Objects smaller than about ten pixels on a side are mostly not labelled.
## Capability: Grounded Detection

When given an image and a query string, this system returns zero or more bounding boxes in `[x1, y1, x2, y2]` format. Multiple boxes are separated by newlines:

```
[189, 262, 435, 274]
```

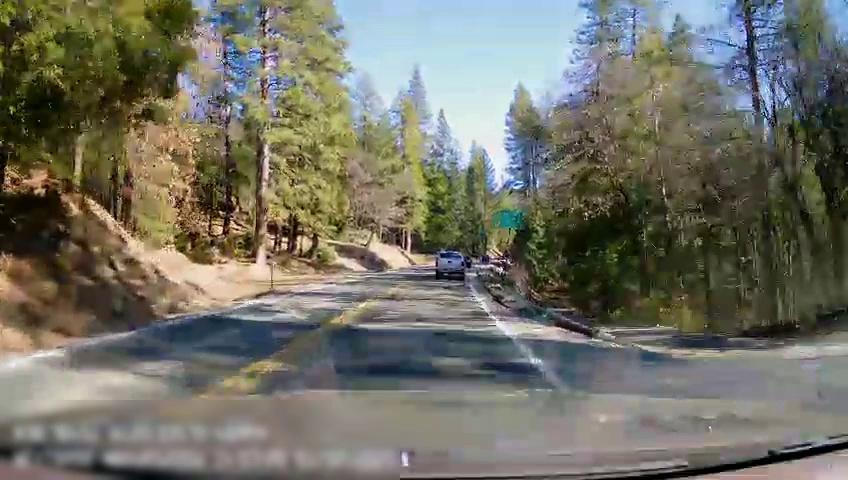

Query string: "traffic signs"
[495, 207, 528, 230]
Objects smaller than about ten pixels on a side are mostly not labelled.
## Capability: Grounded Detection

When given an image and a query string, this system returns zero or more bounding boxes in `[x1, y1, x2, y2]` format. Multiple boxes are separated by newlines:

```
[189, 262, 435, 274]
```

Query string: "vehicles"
[435, 249, 466, 279]
[462, 255, 473, 269]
